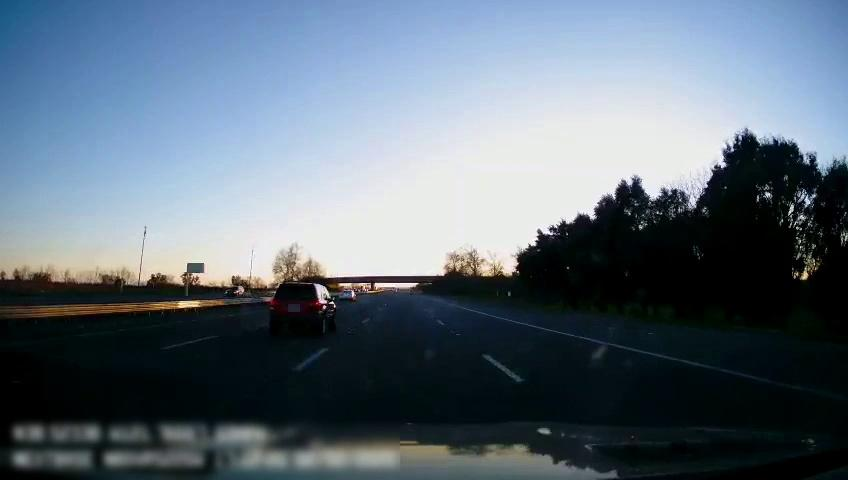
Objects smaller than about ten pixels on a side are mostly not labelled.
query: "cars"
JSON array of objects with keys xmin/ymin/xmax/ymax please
[
  {"xmin": 225, "ymin": 286, "xmax": 245, "ymax": 297},
  {"xmin": 339, "ymin": 289, "xmax": 356, "ymax": 301}
]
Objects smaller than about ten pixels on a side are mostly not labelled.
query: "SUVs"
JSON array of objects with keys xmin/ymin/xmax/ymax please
[{"xmin": 269, "ymin": 280, "xmax": 337, "ymax": 335}]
